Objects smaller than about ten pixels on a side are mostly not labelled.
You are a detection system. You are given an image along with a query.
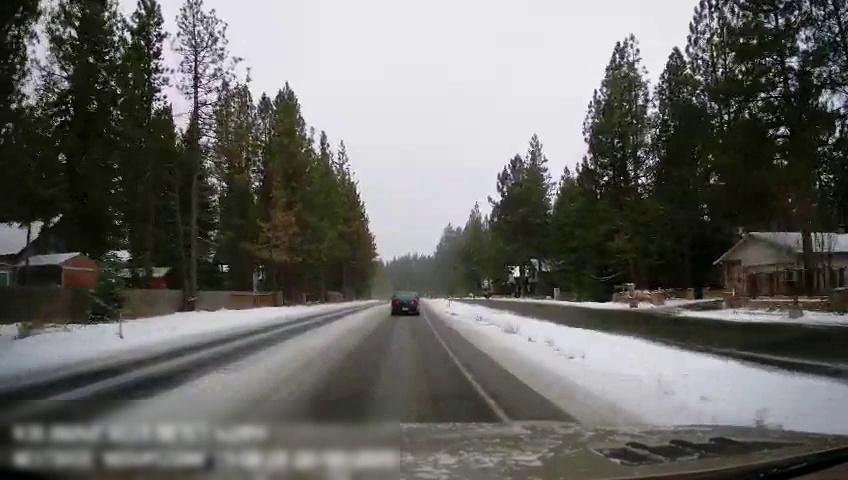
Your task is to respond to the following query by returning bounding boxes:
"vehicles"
[390,290,421,317]
[482,286,493,299]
